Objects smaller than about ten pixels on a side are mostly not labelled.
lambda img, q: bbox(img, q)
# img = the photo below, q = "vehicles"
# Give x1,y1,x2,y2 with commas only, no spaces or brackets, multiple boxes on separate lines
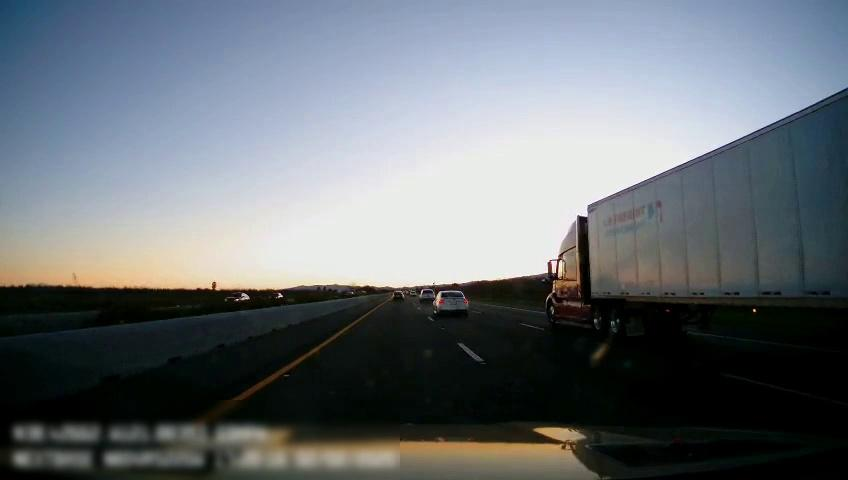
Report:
539,86,848,342
270,291,283,299
391,290,406,302
418,288,436,303
223,291,250,304
433,290,470,317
